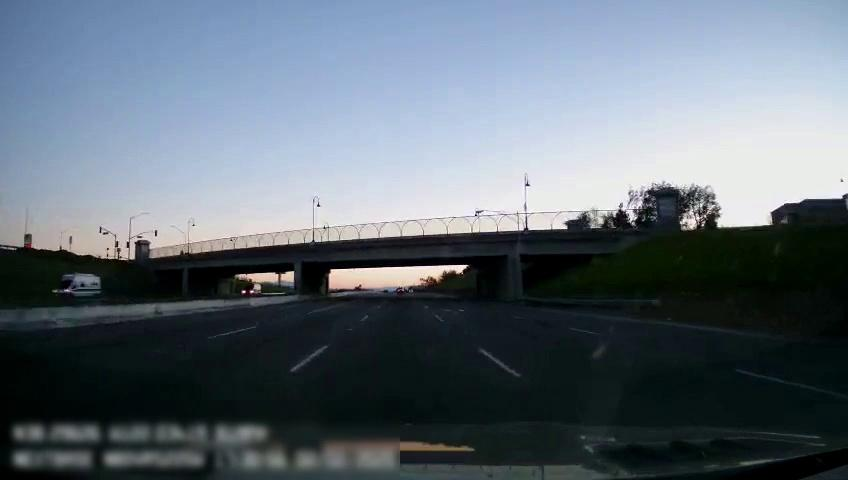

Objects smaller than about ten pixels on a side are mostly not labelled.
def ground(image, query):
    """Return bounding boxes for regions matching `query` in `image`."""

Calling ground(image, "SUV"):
[240,283,263,297]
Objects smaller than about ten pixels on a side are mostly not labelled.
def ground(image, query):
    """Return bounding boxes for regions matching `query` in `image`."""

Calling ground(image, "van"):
[49,273,103,301]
